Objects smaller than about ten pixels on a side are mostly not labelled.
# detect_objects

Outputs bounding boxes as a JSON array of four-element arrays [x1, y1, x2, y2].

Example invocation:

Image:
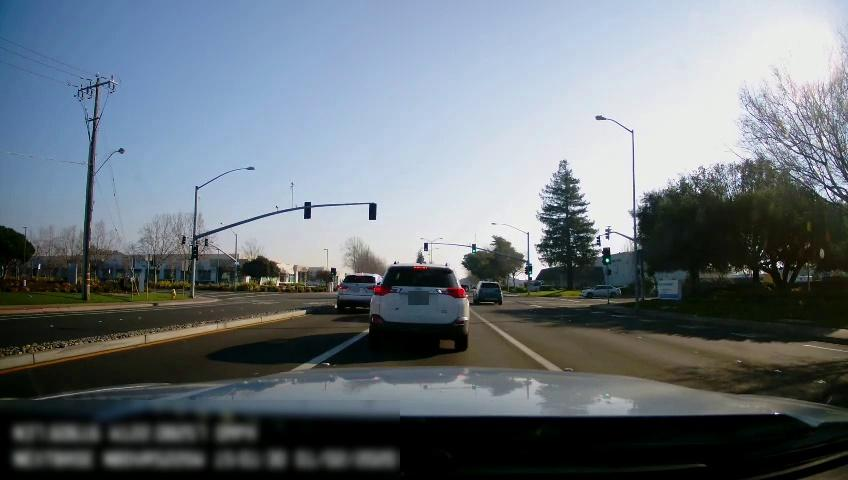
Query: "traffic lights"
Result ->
[[595, 233, 602, 248], [193, 245, 199, 261], [471, 243, 477, 254], [604, 225, 611, 240], [303, 201, 312, 220], [368, 202, 377, 222], [601, 246, 613, 265]]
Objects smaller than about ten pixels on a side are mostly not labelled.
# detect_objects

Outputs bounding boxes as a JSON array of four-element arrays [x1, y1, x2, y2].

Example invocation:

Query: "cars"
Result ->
[[580, 283, 623, 300]]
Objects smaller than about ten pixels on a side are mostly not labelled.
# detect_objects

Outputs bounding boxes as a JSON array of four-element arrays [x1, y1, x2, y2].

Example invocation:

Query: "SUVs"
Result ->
[[336, 272, 381, 311], [472, 280, 504, 305], [367, 260, 470, 353]]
